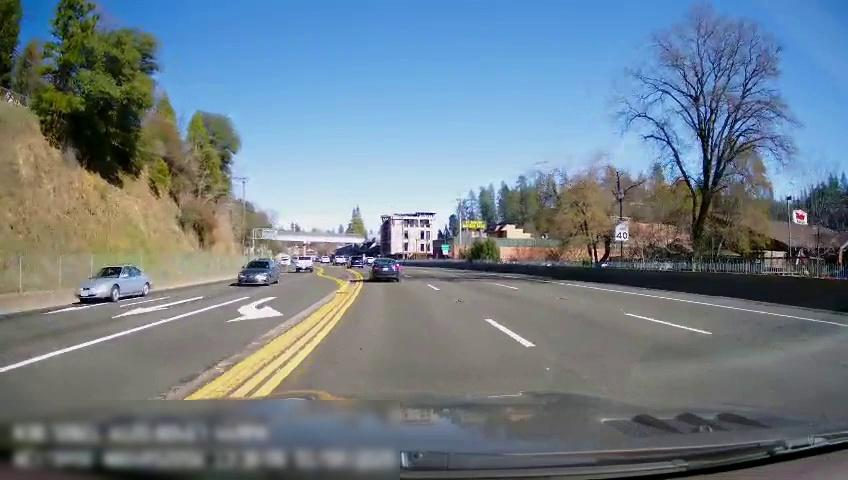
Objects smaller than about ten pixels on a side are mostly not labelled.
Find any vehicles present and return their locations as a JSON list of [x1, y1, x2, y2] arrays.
[[77, 264, 155, 304], [295, 255, 314, 273], [331, 255, 348, 265], [319, 255, 330, 264], [347, 257, 364, 269], [237, 256, 284, 287], [361, 257, 373, 266], [368, 257, 401, 283]]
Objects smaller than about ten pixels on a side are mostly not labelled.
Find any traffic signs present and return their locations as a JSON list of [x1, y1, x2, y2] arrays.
[[615, 223, 630, 242]]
